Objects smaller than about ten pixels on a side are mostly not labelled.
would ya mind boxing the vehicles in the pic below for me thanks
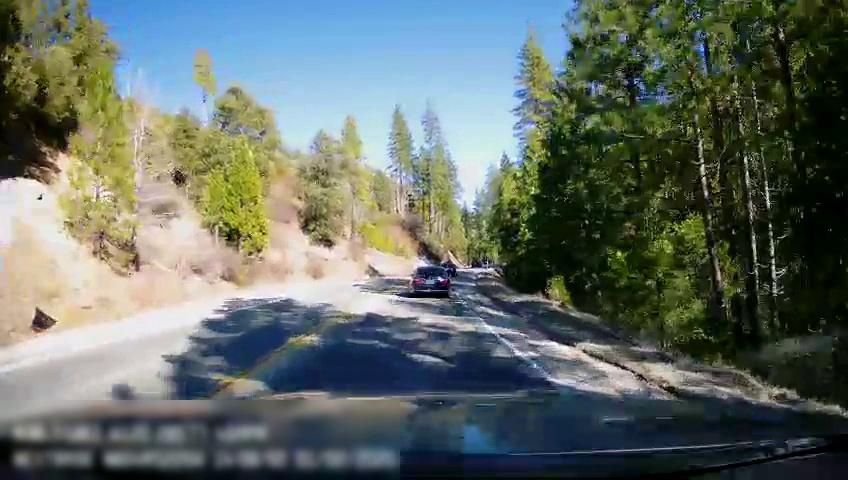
[439,263,457,278]
[412,266,451,299]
